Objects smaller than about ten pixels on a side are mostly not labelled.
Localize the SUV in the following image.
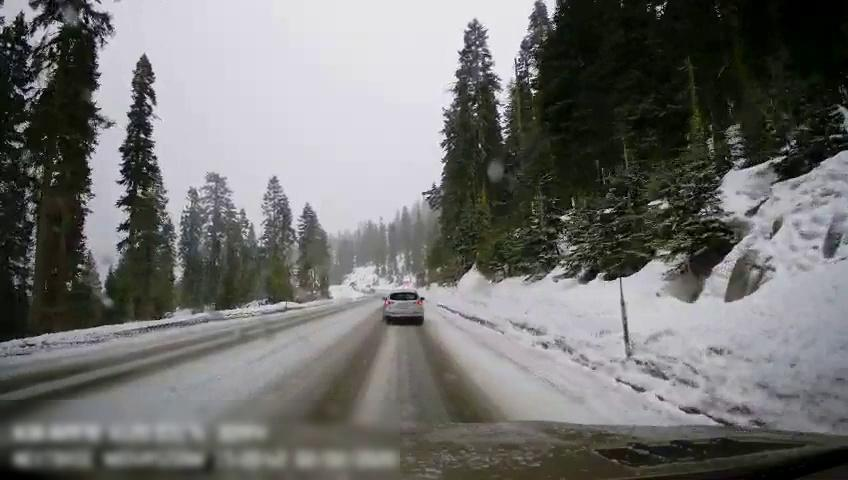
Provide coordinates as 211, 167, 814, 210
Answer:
381, 290, 426, 326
